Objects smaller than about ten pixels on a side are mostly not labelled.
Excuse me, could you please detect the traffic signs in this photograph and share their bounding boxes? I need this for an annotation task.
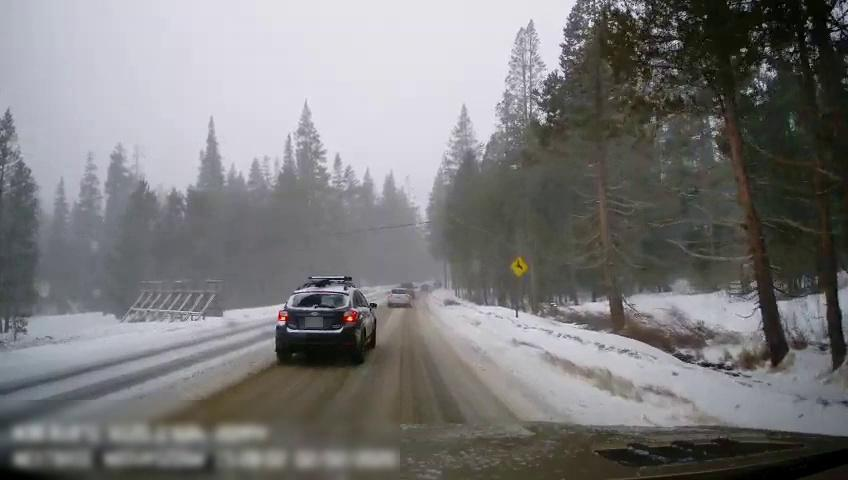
[510,256,529,278]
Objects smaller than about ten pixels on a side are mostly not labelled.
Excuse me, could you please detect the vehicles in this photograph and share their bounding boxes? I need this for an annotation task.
[273,275,379,366]
[387,288,412,308]
[397,282,418,299]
